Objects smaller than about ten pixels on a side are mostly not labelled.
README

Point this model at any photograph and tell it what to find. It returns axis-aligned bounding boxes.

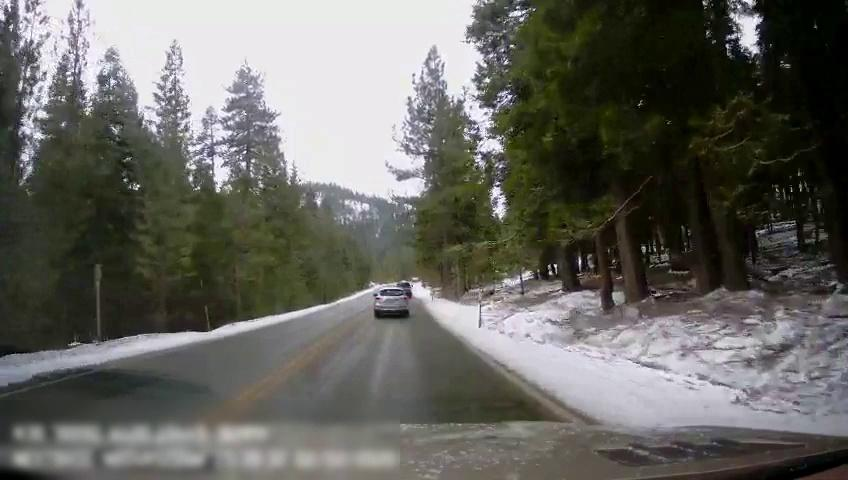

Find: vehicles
[395,282,414,297]
[373,287,409,317]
